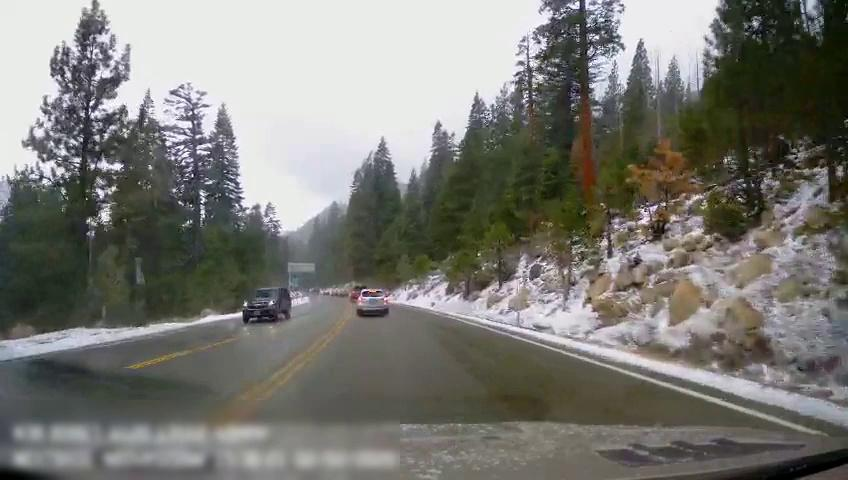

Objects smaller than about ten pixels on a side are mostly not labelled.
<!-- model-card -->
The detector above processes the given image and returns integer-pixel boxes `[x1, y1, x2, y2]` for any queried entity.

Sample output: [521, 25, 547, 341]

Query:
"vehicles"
[356, 288, 389, 317]
[348, 285, 369, 303]
[242, 287, 291, 324]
